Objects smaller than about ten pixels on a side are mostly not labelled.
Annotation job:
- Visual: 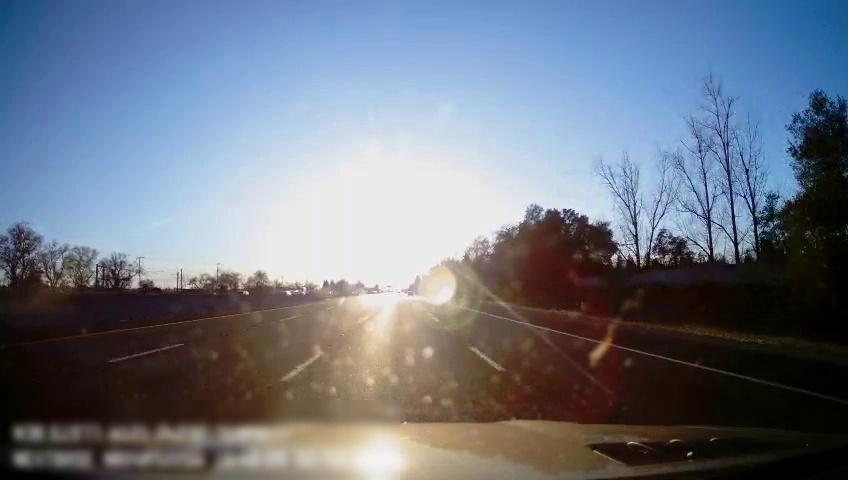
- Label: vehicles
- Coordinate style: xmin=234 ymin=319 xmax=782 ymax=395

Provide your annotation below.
xmin=276 ymin=291 xmax=292 ymax=298
xmin=232 ymin=291 xmax=250 ymax=297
